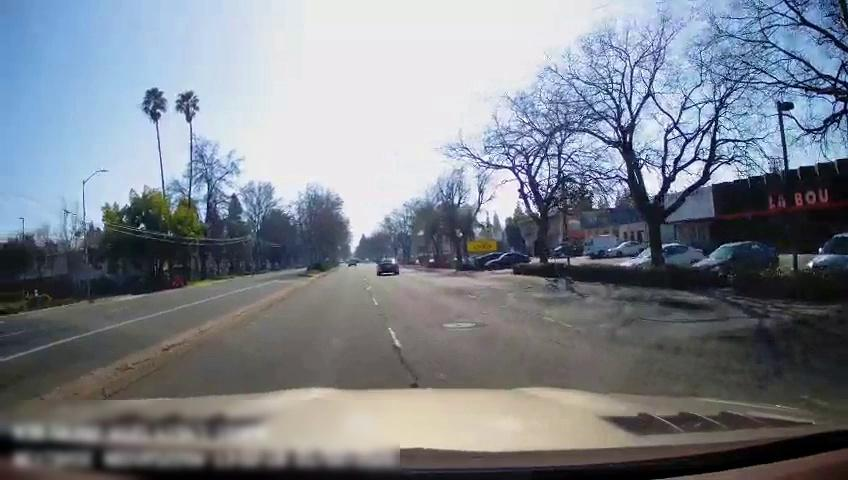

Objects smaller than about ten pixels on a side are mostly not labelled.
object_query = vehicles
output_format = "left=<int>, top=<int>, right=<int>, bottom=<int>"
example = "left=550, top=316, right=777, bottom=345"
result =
left=482, top=253, right=530, bottom=268
left=805, top=233, right=848, bottom=274
left=584, top=239, right=617, bottom=256
left=607, top=241, right=647, bottom=258
left=377, top=257, right=400, bottom=275
left=689, top=241, right=778, bottom=277
left=616, top=244, right=704, bottom=277
left=553, top=245, right=584, bottom=258
left=474, top=253, right=506, bottom=266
